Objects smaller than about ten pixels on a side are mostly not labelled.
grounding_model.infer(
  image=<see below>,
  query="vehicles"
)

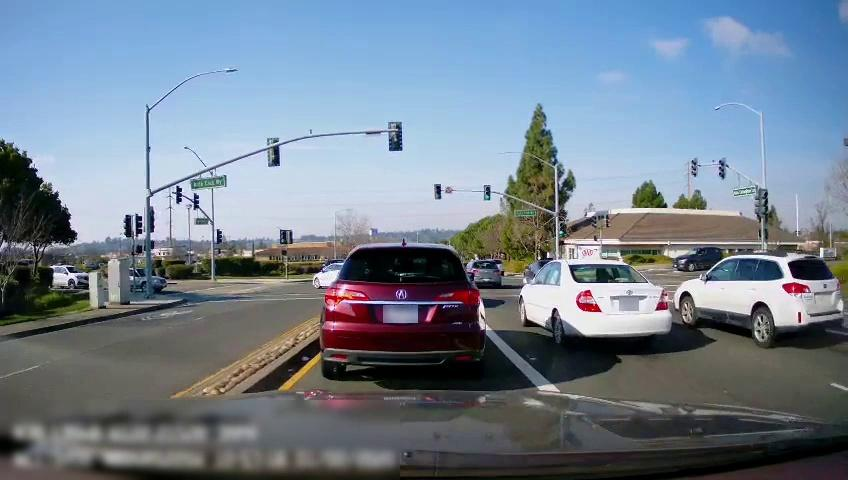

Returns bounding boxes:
[50,263,91,291]
[673,252,847,346]
[466,258,502,287]
[495,259,505,277]
[523,258,552,279]
[674,246,724,274]
[128,266,167,295]
[319,244,486,379]
[310,261,345,289]
[518,258,674,350]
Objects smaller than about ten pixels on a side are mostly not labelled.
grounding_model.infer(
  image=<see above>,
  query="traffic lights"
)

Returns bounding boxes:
[176,185,183,205]
[267,136,281,167]
[125,215,133,239]
[216,228,224,244]
[591,216,599,231]
[605,214,612,231]
[136,214,144,235]
[433,184,443,201]
[387,119,404,152]
[688,157,698,176]
[286,229,293,244]
[483,183,492,202]
[279,229,286,244]
[716,159,727,178]
[149,206,156,232]
[193,193,202,211]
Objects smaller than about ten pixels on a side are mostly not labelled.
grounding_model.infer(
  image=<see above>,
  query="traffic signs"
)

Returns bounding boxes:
[513,210,532,218]
[728,186,755,198]
[194,217,209,225]
[190,173,227,190]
